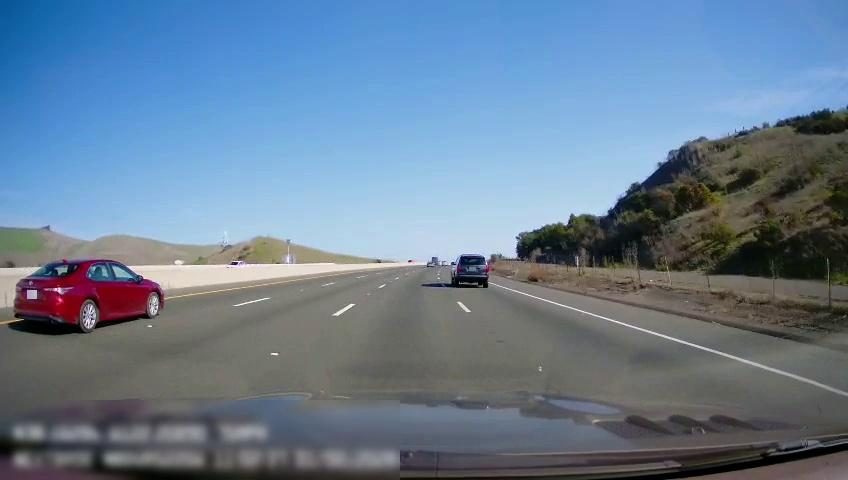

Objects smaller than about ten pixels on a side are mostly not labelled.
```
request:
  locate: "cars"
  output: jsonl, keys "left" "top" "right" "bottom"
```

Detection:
{"left": 13, "top": 258, "right": 165, "bottom": 334}
{"left": 226, "top": 260, "right": 248, "bottom": 266}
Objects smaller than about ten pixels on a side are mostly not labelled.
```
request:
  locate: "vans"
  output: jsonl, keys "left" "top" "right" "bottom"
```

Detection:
{"left": 431, "top": 256, "right": 439, "bottom": 266}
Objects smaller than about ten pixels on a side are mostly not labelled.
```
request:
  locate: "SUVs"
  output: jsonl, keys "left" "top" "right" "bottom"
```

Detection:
{"left": 449, "top": 254, "right": 489, "bottom": 289}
